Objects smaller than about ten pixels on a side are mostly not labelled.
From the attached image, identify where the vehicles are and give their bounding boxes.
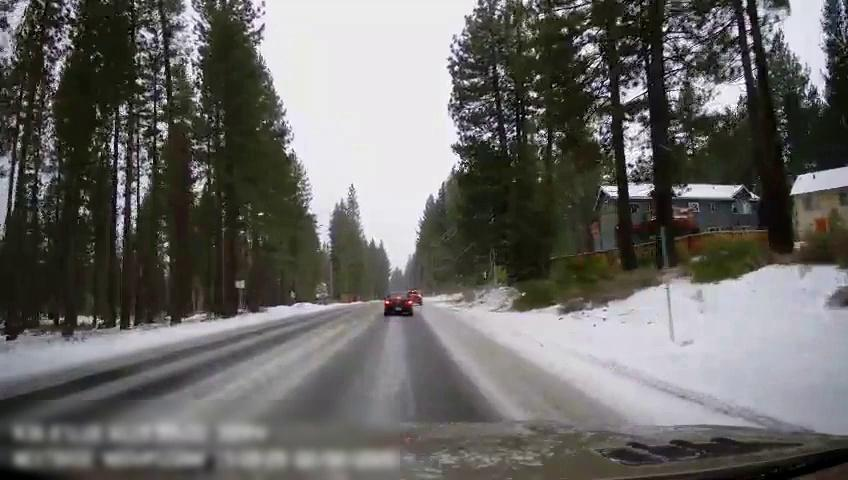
[384,291,413,317]
[406,289,423,306]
